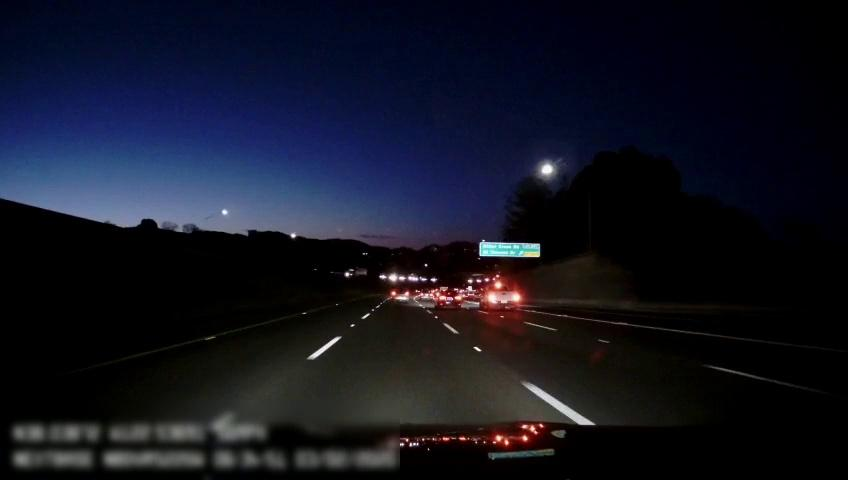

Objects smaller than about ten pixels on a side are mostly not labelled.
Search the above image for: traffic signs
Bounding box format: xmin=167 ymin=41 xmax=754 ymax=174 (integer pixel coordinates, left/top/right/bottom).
xmin=479 ymin=241 xmax=541 ymax=258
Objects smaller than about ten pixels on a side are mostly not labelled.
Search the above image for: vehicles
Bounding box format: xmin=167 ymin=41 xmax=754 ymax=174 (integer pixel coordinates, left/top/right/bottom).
xmin=390 ymin=286 xmax=410 ymax=303
xmin=422 ymin=289 xmax=436 ymax=299
xmin=433 ymin=290 xmax=462 ymax=312
xmin=479 ymin=284 xmax=521 ymax=314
